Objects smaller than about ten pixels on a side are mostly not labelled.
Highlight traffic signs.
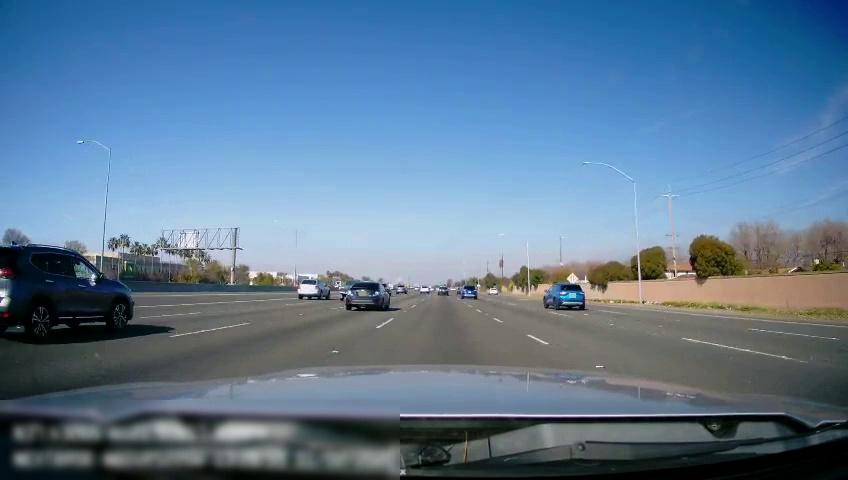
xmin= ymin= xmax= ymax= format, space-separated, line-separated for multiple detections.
xmin=566 ymin=272 xmax=580 ymax=285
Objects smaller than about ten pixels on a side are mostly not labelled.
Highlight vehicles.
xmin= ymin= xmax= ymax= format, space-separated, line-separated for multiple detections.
xmin=437 ymin=286 xmax=450 ymax=297
xmin=297 ymin=278 xmax=331 ymax=301
xmin=0 ymin=243 xmax=136 ymax=344
xmin=542 ymin=283 xmax=586 ymax=311
xmin=419 ymin=285 xmax=430 ymax=295
xmin=376 ymin=283 xmax=392 ymax=297
xmin=395 ymin=285 xmax=407 ymax=295
xmin=338 ymin=279 xmax=359 ymax=302
xmin=487 ymin=288 xmax=499 ymax=296
xmin=345 ymin=281 xmax=392 ymax=312
xmin=460 ymin=285 xmax=479 ymax=300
